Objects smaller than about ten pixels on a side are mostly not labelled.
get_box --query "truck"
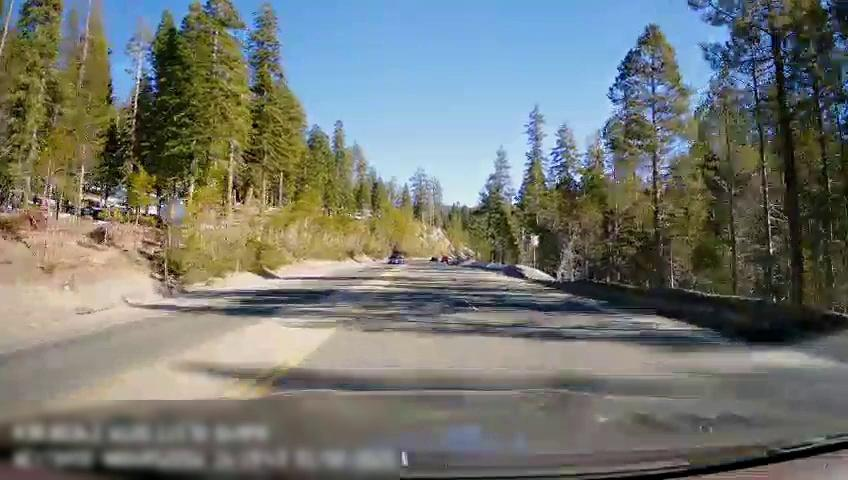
[388,254,403,266]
